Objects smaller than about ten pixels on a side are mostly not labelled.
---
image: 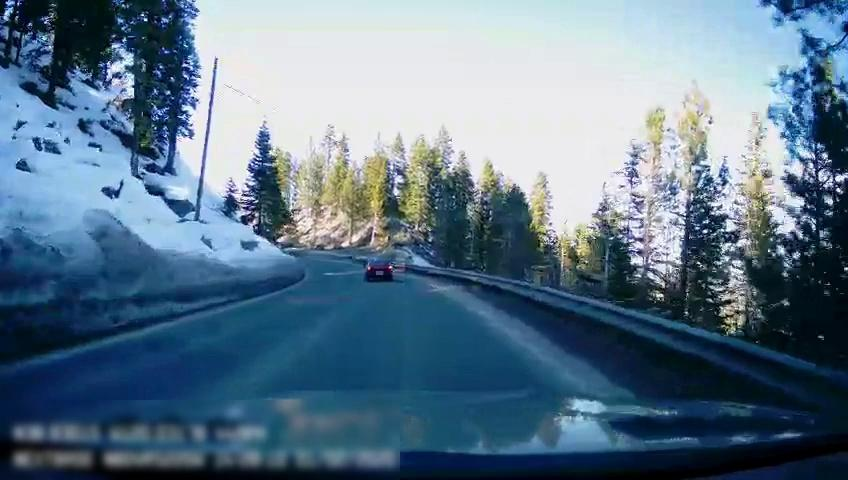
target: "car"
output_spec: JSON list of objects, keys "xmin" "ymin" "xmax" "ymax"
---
[{"xmin": 364, "ymin": 257, "xmax": 393, "ymax": 282}]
